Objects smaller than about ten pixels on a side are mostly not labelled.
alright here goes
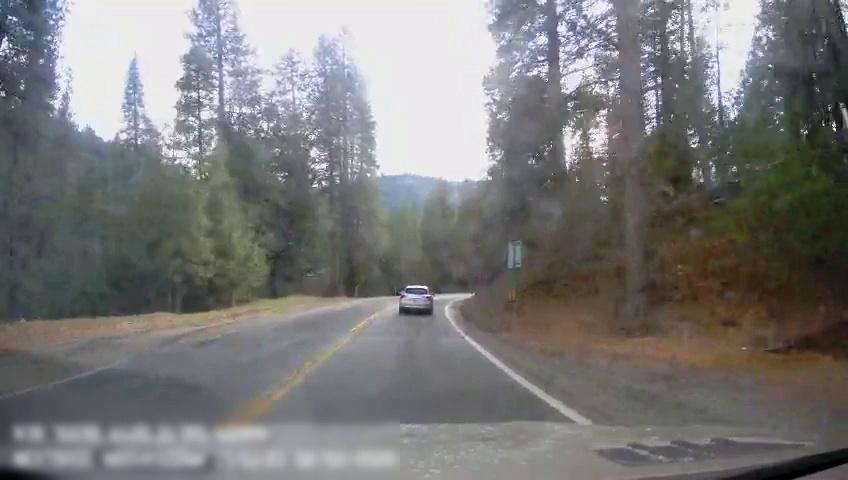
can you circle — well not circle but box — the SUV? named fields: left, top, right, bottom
left=398, top=284, right=434, bottom=314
